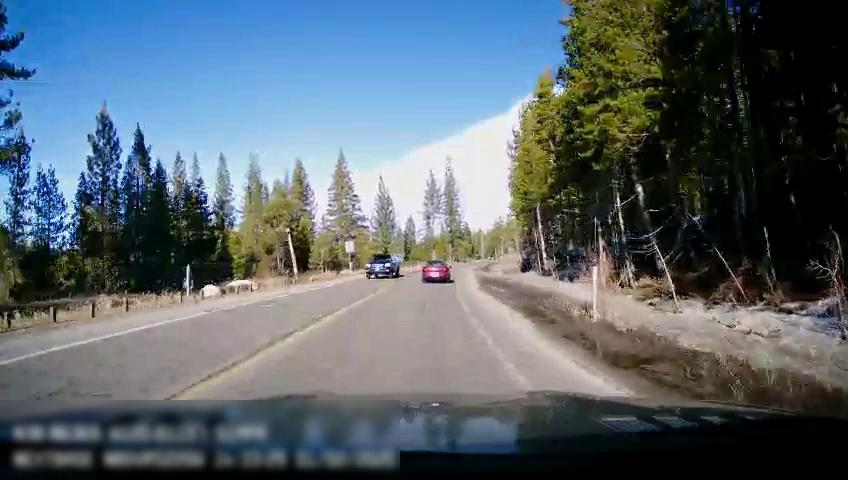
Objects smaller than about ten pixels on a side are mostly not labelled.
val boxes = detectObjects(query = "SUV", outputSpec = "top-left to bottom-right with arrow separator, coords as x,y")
366,254 -> 401,280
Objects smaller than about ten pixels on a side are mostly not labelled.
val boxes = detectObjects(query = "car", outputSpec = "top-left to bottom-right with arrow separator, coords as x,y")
421,259 -> 450,285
